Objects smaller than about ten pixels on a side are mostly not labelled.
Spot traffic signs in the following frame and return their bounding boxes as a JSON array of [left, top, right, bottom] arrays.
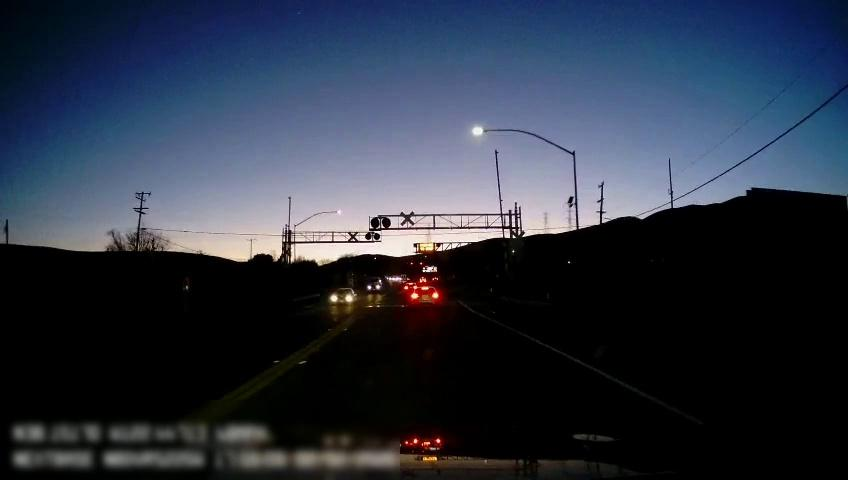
[[400, 211, 415, 226], [503, 229, 526, 272], [420, 242, 434, 252]]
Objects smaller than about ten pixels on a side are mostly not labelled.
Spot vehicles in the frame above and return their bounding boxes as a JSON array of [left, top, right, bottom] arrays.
[[402, 281, 418, 293], [412, 287, 440, 305], [364, 275, 383, 294], [328, 287, 358, 305]]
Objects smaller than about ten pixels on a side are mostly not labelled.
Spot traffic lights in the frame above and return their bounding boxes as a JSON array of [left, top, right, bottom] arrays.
[[370, 217, 380, 230], [381, 217, 392, 229]]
